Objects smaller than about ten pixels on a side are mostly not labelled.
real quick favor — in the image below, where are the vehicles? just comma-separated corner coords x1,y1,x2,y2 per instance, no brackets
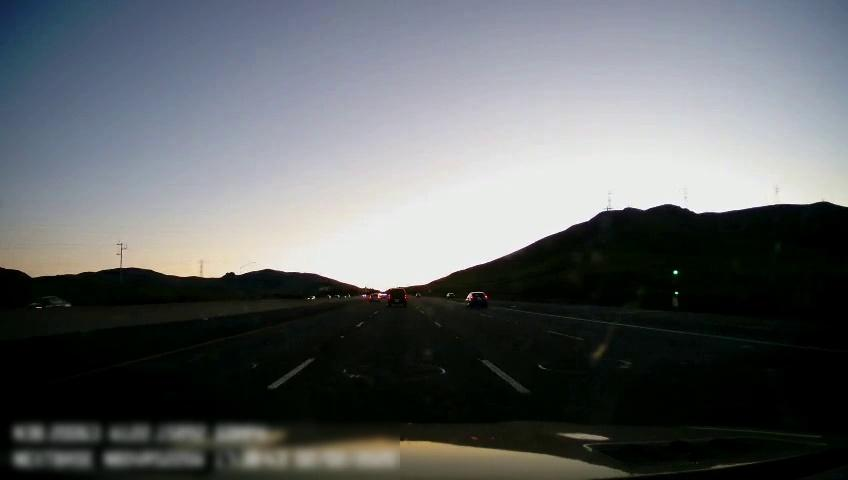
465,292,488,308
368,293,381,303
20,296,72,310
388,289,407,307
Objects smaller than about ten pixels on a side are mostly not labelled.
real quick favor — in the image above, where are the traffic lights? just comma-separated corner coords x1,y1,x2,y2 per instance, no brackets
672,285,681,296
673,269,680,280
